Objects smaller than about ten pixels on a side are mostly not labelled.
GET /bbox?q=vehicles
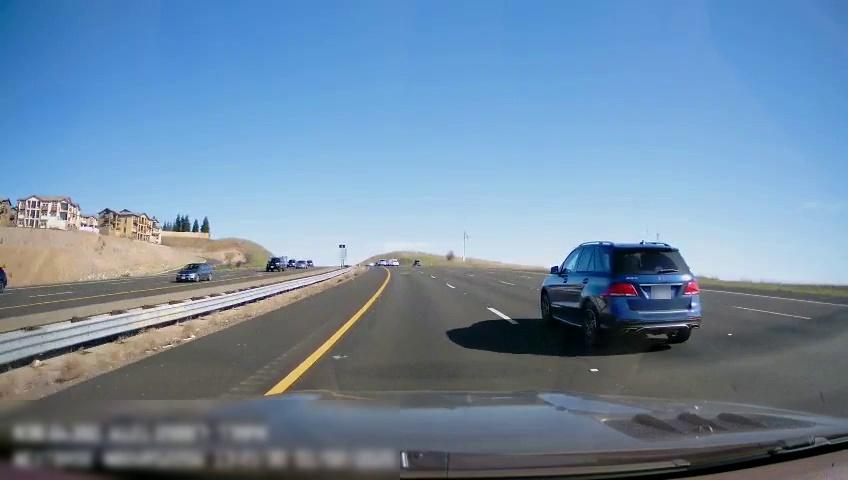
[266,257,285,272]
[539,241,703,344]
[0,266,8,289]
[295,260,307,269]
[175,263,213,282]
